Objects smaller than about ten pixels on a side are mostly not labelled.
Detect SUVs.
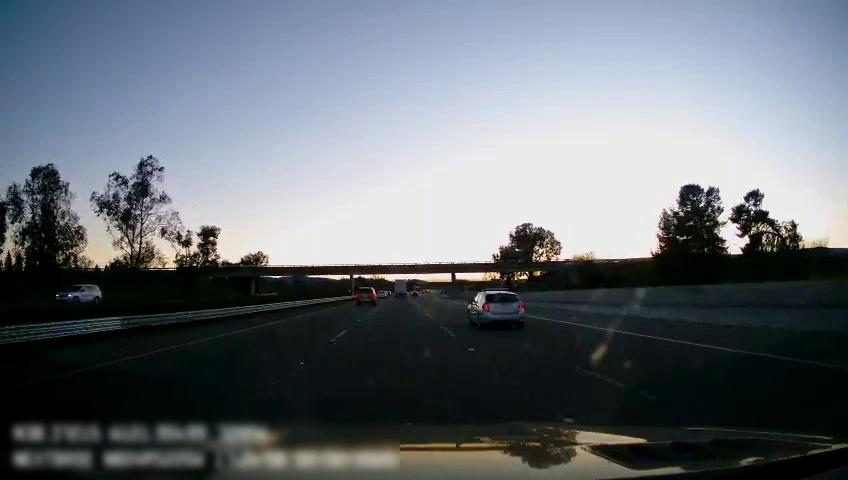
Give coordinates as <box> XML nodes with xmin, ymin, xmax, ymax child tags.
<box><xmin>356</xmin><ymin>287</ymin><xmax>377</xmax><ymax>306</ymax></box>
<box><xmin>56</xmin><ymin>284</ymin><xmax>103</xmax><ymax>306</ymax></box>
<box><xmin>466</xmin><ymin>291</ymin><xmax>525</xmax><ymax>330</ymax></box>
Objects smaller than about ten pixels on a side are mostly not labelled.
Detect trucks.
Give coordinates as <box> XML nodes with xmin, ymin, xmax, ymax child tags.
<box><xmin>394</xmin><ymin>279</ymin><xmax>406</xmax><ymax>297</ymax></box>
